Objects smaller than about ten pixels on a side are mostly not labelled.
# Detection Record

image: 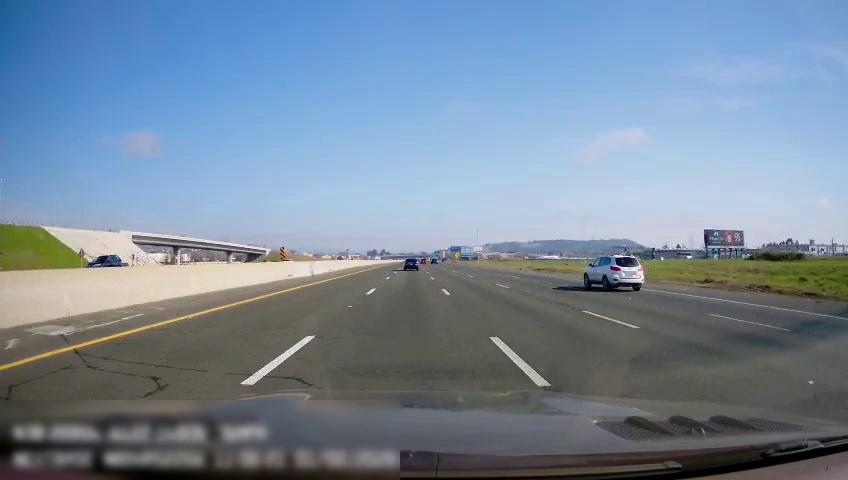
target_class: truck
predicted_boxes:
[85,254,130,270]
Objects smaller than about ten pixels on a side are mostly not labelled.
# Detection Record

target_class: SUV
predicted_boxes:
[583,255,645,293]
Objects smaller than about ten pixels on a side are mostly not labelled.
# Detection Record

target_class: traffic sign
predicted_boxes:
[280,246,286,262]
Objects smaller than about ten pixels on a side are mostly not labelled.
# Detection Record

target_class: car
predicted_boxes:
[403,259,419,271]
